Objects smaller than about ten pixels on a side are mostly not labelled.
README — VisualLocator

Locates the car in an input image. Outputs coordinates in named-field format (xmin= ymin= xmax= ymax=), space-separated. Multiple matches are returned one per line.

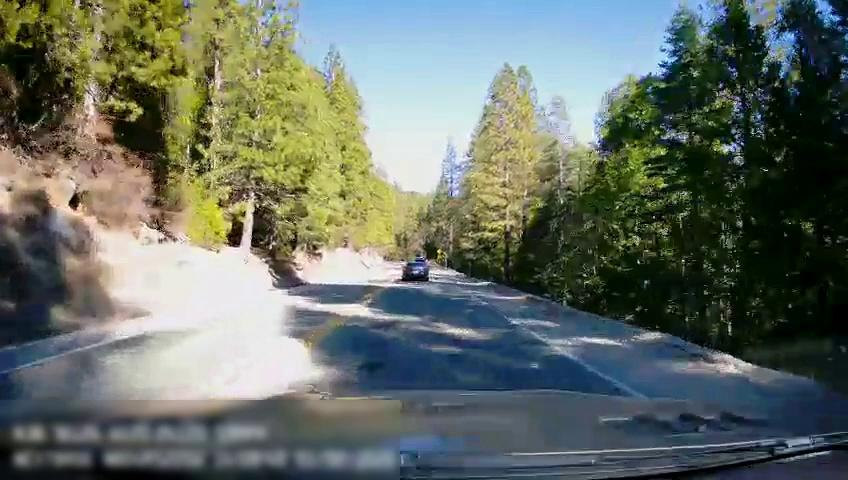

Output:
xmin=401 ymin=258 xmax=430 ymax=281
